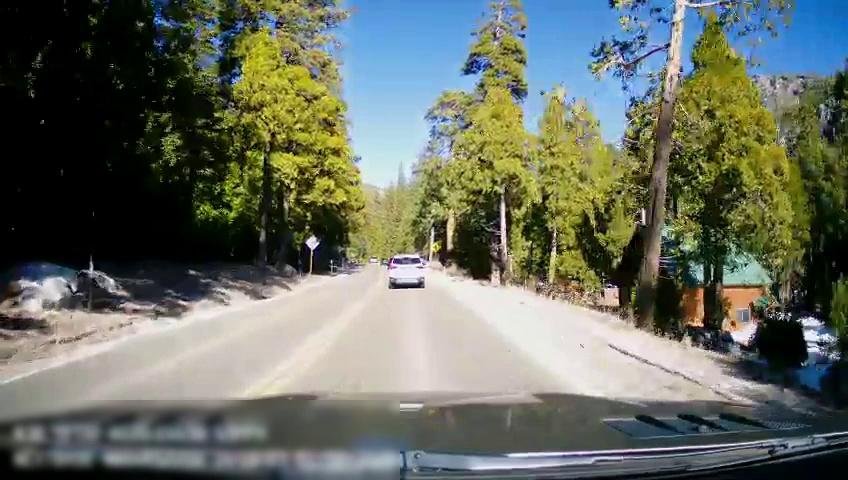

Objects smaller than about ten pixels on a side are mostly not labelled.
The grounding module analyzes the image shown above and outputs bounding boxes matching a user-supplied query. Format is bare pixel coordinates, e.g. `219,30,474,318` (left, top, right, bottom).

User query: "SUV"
387,254,426,290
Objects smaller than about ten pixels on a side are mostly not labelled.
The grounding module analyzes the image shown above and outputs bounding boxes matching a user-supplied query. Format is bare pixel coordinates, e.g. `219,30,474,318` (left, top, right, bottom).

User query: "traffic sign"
432,242,441,254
